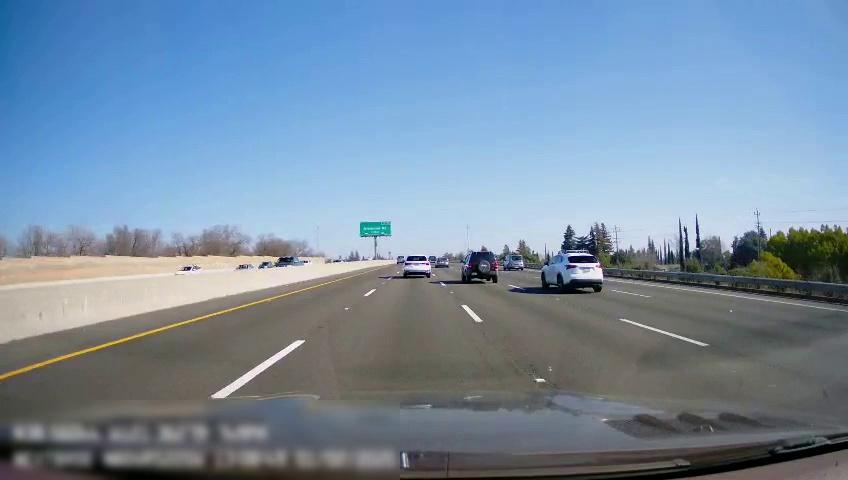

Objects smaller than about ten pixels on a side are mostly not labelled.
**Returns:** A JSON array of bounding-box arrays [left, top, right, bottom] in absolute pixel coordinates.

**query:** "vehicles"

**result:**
[[541, 253, 603, 293], [434, 257, 450, 269], [503, 255, 524, 272], [257, 262, 274, 270], [302, 260, 312, 265], [176, 264, 203, 272], [233, 264, 258, 271], [396, 255, 406, 265], [460, 251, 498, 284], [402, 255, 432, 279], [276, 256, 305, 268]]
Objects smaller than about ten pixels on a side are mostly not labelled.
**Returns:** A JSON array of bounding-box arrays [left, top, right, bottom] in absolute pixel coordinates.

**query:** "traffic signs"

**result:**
[[359, 221, 392, 237]]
